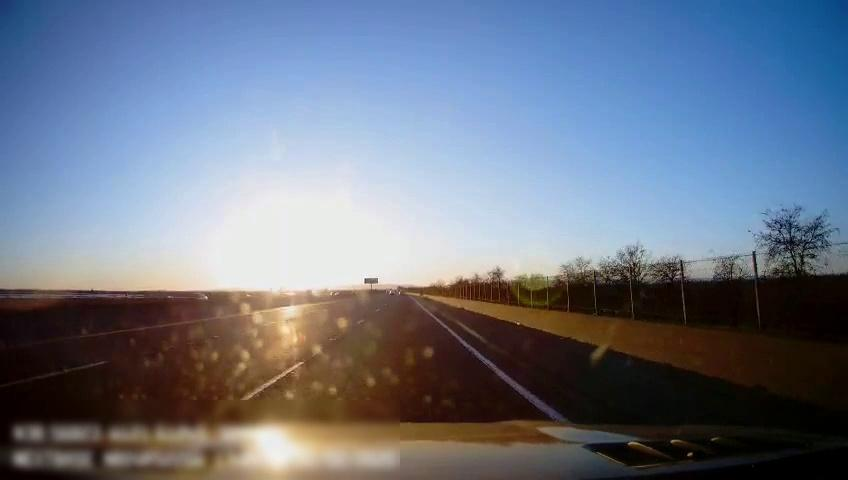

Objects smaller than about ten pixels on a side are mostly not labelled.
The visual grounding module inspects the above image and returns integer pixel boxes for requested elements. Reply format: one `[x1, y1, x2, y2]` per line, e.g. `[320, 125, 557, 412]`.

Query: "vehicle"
[183, 292, 208, 302]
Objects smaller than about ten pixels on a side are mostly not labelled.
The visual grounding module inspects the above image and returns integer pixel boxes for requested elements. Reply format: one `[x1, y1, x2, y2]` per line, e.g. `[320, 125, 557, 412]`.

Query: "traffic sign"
[364, 278, 378, 284]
